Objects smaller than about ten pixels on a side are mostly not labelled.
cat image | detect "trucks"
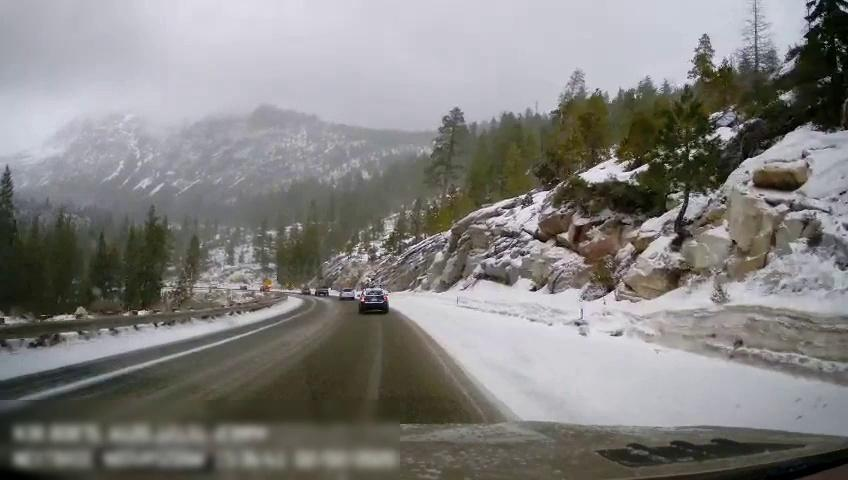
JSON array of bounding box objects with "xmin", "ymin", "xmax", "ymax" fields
[{"xmin": 315, "ymin": 285, "xmax": 330, "ymax": 297}]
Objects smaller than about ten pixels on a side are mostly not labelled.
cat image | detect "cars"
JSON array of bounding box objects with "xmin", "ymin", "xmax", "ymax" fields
[
  {"xmin": 338, "ymin": 287, "xmax": 355, "ymax": 301},
  {"xmin": 356, "ymin": 285, "xmax": 390, "ymax": 315}
]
